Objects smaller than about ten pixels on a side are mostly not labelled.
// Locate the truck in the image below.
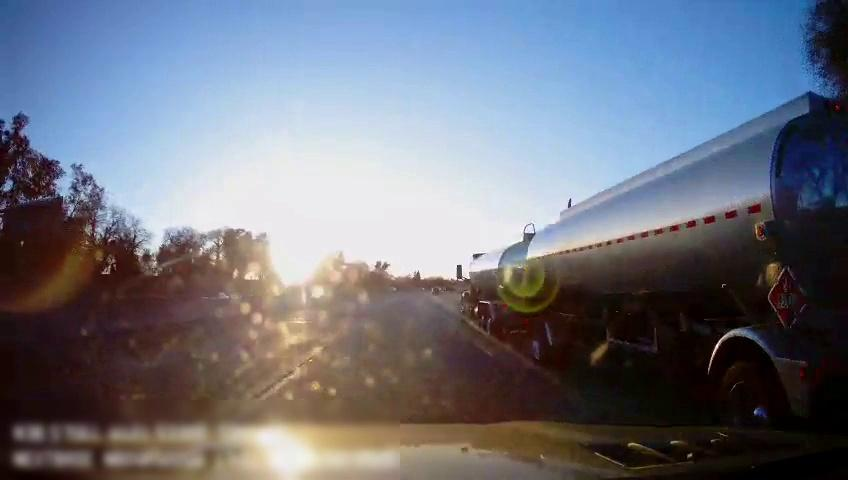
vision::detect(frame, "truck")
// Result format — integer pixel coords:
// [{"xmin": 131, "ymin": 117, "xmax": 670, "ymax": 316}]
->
[{"xmin": 456, "ymin": 91, "xmax": 848, "ymax": 436}]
